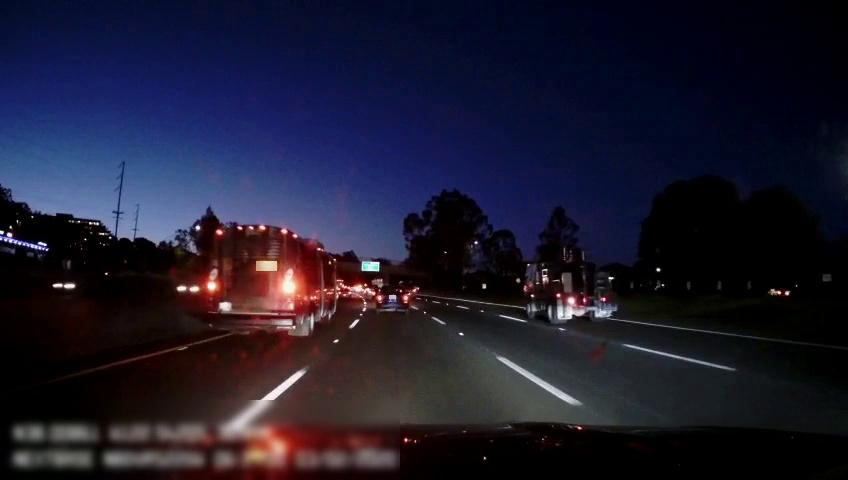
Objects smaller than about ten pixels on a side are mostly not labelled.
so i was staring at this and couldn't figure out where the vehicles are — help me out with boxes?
[524,258,618,326]
[174,278,205,297]
[338,287,353,299]
[204,223,337,342]
[377,287,409,311]
[50,276,84,295]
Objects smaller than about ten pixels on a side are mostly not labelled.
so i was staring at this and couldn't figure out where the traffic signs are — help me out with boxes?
[361,261,380,273]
